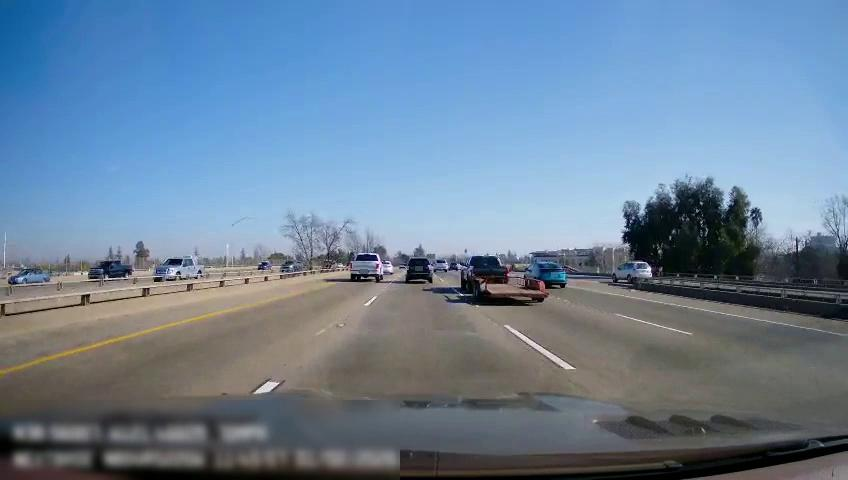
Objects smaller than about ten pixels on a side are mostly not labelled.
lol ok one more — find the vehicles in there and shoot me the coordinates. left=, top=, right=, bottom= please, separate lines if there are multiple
left=152, top=256, right=204, bottom=282
left=7, top=268, right=51, bottom=287
left=433, top=259, right=449, bottom=273
left=279, top=261, right=303, bottom=273
left=471, top=275, right=551, bottom=304
left=459, top=255, right=510, bottom=294
left=348, top=251, right=386, bottom=283
left=610, top=260, right=654, bottom=284
left=523, top=261, right=568, bottom=288
left=257, top=261, right=273, bottom=271
left=87, top=260, right=134, bottom=282
left=381, top=260, right=394, bottom=275
left=404, top=258, right=433, bottom=284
